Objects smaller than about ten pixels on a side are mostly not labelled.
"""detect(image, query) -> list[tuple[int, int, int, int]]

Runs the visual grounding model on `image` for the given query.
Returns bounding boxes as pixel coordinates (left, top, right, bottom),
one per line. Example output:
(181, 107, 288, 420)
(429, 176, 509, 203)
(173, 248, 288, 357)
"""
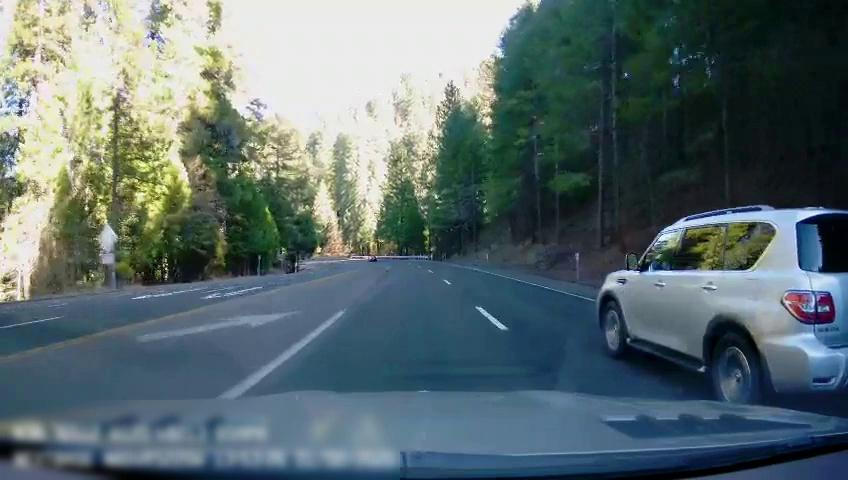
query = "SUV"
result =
(595, 204, 848, 409)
